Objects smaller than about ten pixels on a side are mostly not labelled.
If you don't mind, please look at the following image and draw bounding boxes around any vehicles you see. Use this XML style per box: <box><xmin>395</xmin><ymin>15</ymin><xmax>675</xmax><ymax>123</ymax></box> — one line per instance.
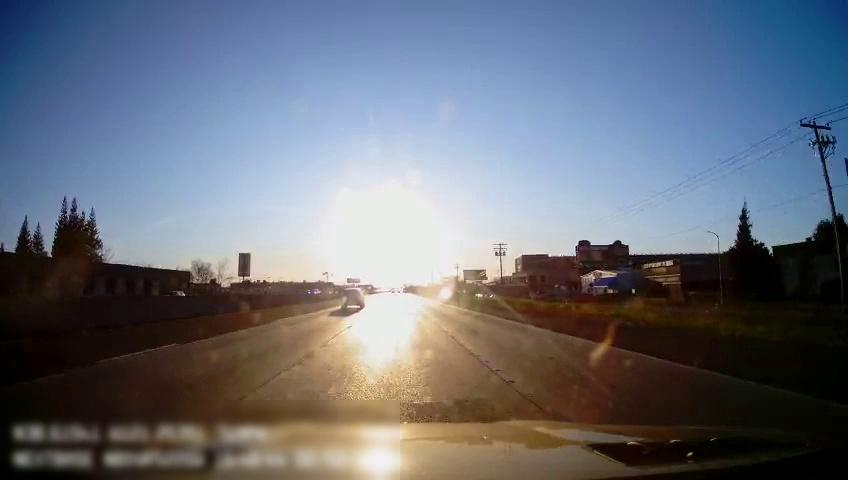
<box><xmin>307</xmin><ymin>288</ymin><xmax>321</xmax><ymax>296</ymax></box>
<box><xmin>163</xmin><ymin>290</ymin><xmax>186</xmax><ymax>300</ymax></box>
<box><xmin>341</xmin><ymin>288</ymin><xmax>365</xmax><ymax>310</ymax></box>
